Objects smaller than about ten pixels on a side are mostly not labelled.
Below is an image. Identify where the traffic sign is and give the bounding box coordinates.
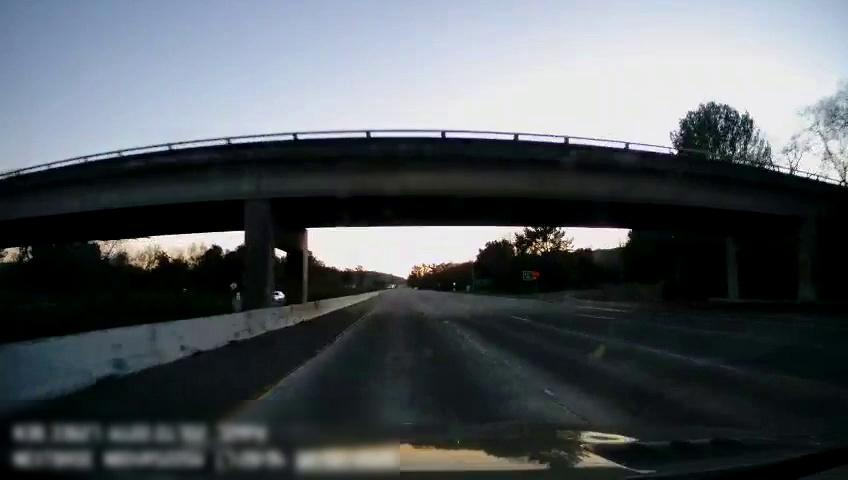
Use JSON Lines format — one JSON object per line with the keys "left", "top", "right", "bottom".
{"left": 522, "top": 270, "right": 534, "bottom": 281}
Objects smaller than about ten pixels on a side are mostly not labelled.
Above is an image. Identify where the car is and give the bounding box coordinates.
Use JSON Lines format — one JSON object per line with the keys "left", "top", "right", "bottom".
{"left": 273, "top": 290, "right": 286, "bottom": 302}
